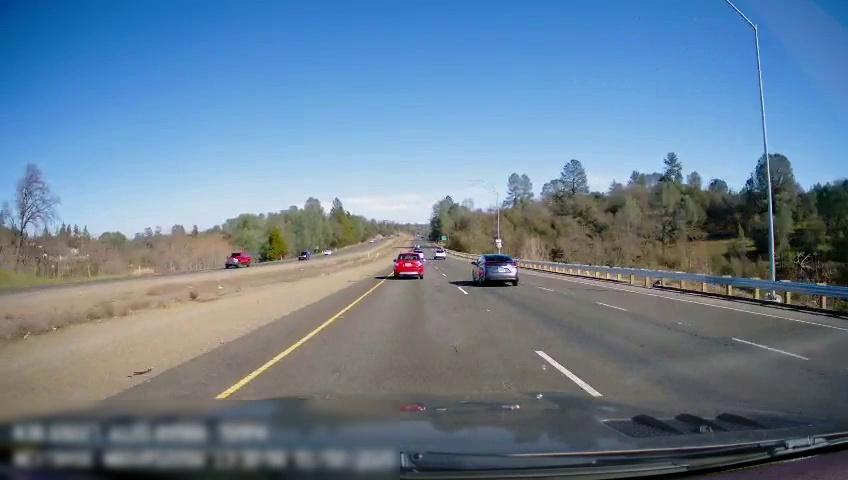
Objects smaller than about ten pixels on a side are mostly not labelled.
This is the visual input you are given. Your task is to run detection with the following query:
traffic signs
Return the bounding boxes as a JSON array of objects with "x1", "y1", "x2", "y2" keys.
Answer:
[{"x1": 496, "y1": 238, "x2": 503, "y2": 249}]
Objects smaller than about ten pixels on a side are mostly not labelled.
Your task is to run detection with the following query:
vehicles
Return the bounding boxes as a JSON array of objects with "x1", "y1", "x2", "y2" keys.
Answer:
[
  {"x1": 471, "y1": 254, "x2": 519, "y2": 287},
  {"x1": 223, "y1": 251, "x2": 253, "y2": 269},
  {"x1": 393, "y1": 253, "x2": 423, "y2": 279},
  {"x1": 298, "y1": 251, "x2": 313, "y2": 261},
  {"x1": 433, "y1": 250, "x2": 446, "y2": 260}
]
